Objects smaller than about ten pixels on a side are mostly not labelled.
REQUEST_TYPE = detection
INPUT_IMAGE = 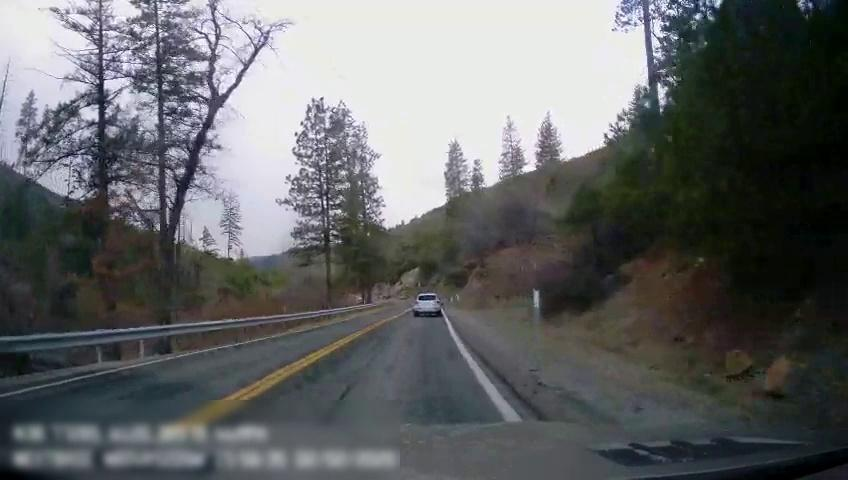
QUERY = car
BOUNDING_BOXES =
[412,293,442,318]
